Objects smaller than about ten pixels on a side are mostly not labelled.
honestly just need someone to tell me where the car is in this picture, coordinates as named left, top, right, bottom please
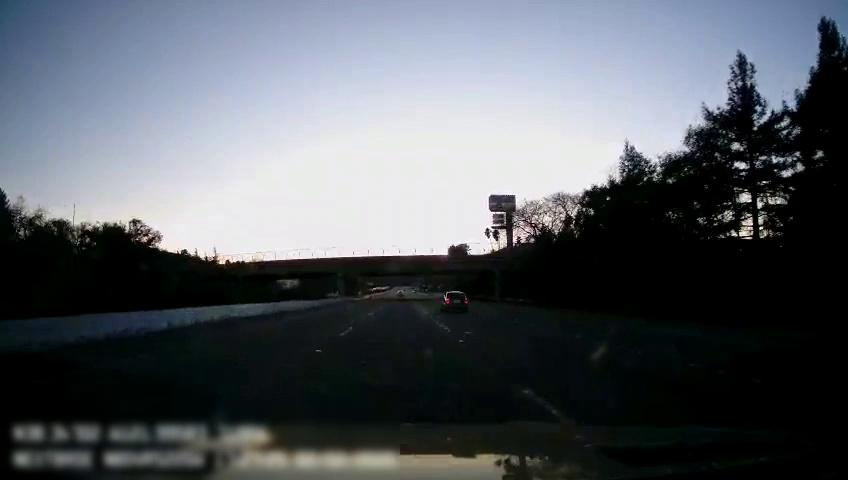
left=440, top=291, right=468, bottom=313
